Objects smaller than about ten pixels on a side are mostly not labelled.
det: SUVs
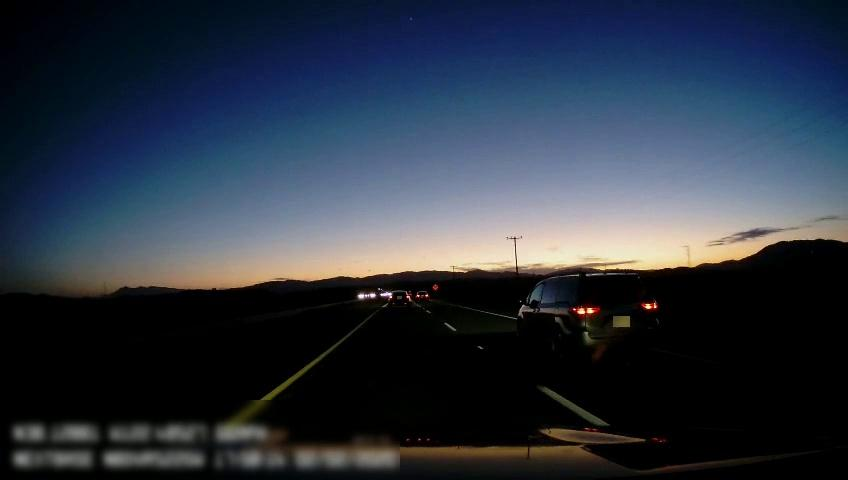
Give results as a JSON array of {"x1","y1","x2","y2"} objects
[
  {"x1": 388, "y1": 290, "x2": 412, "y2": 309},
  {"x1": 415, "y1": 290, "x2": 430, "y2": 303}
]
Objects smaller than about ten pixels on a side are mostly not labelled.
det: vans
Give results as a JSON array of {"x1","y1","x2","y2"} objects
[{"x1": 517, "y1": 273, "x2": 660, "y2": 357}]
